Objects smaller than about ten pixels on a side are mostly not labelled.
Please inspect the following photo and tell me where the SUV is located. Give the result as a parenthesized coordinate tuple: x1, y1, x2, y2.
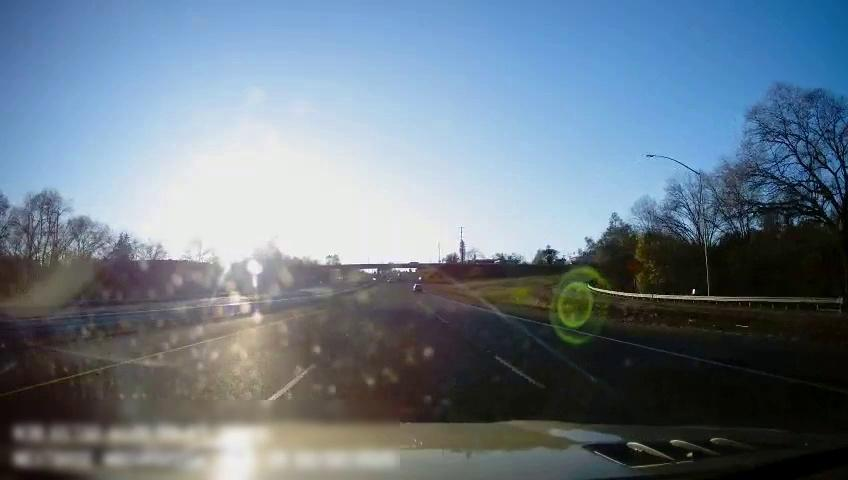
(412, 284, 423, 293)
